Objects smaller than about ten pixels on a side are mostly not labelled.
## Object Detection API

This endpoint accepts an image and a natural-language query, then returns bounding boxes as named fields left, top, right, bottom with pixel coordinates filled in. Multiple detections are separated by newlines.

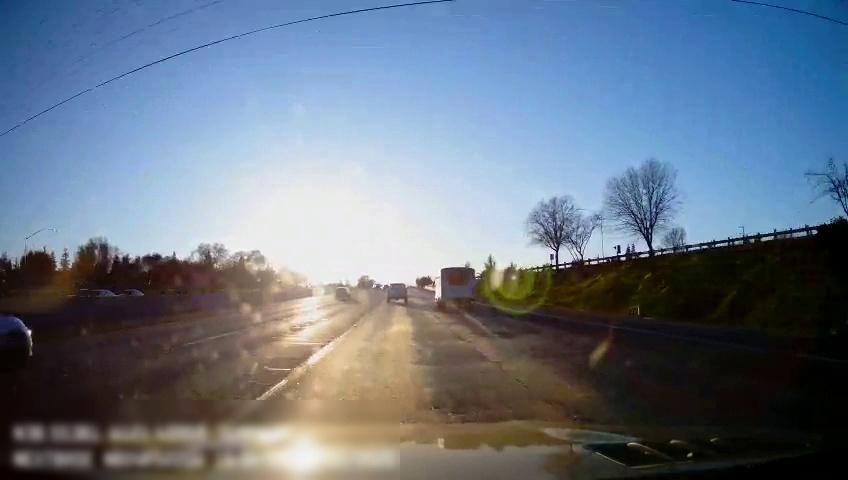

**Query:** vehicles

left=64, top=287, right=88, bottom=299
left=115, top=289, right=146, bottom=297
left=337, top=287, right=353, bottom=299
left=158, top=289, right=192, bottom=297
left=0, top=313, right=33, bottom=375
left=75, top=289, right=121, bottom=299
left=387, top=283, right=410, bottom=304
left=434, top=266, right=475, bottom=312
